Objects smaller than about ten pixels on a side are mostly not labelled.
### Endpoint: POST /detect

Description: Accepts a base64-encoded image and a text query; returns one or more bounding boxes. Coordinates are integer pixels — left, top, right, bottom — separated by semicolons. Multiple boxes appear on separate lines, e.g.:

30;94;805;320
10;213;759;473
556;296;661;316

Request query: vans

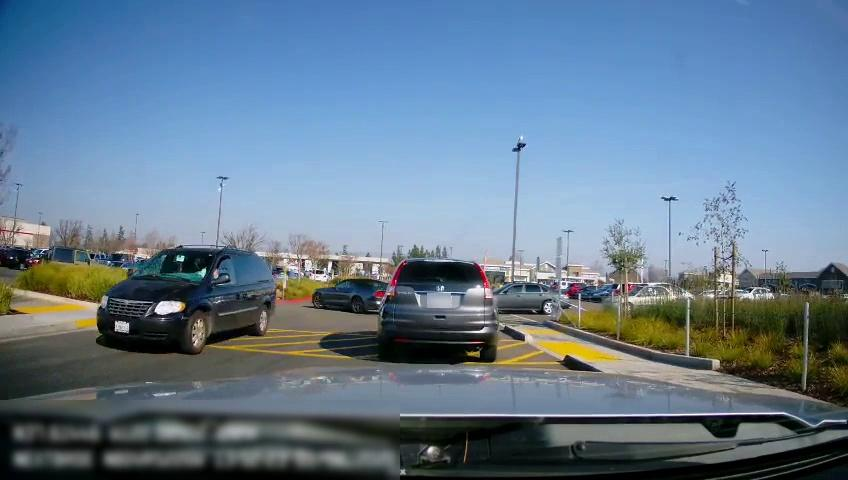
94;247;276;357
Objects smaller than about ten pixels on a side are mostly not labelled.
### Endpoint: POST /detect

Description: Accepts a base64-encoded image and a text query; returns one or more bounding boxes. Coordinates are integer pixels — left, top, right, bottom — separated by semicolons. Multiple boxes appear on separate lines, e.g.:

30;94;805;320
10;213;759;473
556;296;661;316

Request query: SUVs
378;258;497;363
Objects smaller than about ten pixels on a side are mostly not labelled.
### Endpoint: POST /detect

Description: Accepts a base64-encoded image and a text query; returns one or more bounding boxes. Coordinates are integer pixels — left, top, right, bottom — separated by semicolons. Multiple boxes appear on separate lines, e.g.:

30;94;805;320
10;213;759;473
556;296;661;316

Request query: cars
310;278;387;314
494;281;571;317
